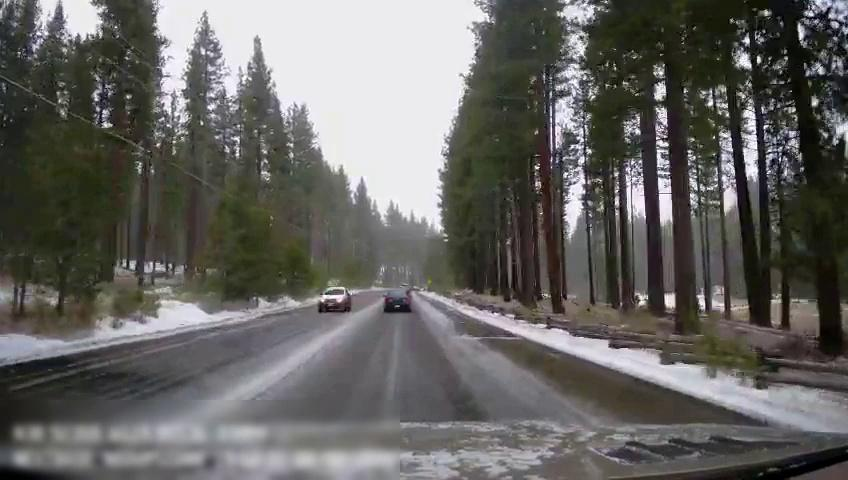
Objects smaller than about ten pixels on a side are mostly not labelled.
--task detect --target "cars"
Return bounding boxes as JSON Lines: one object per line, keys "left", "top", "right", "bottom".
{"left": 384, "top": 296, "right": 412, "bottom": 313}
{"left": 317, "top": 286, "right": 353, "bottom": 313}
